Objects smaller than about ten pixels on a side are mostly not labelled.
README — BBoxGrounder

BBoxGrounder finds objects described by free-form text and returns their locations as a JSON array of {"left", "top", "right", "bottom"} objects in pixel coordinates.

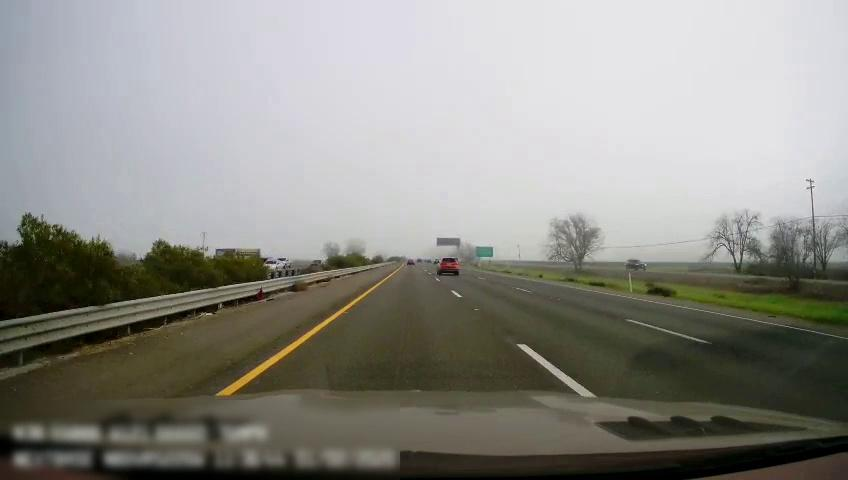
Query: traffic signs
[{"left": 475, "top": 246, "right": 494, "bottom": 258}]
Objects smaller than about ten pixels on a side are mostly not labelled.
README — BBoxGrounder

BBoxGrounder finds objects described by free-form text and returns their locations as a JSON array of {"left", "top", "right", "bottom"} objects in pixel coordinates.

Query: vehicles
[
  {"left": 276, "top": 257, "right": 292, "bottom": 269},
  {"left": 263, "top": 258, "right": 284, "bottom": 272},
  {"left": 437, "top": 257, "right": 460, "bottom": 277},
  {"left": 310, "top": 259, "right": 324, "bottom": 268},
  {"left": 624, "top": 258, "right": 648, "bottom": 272}
]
